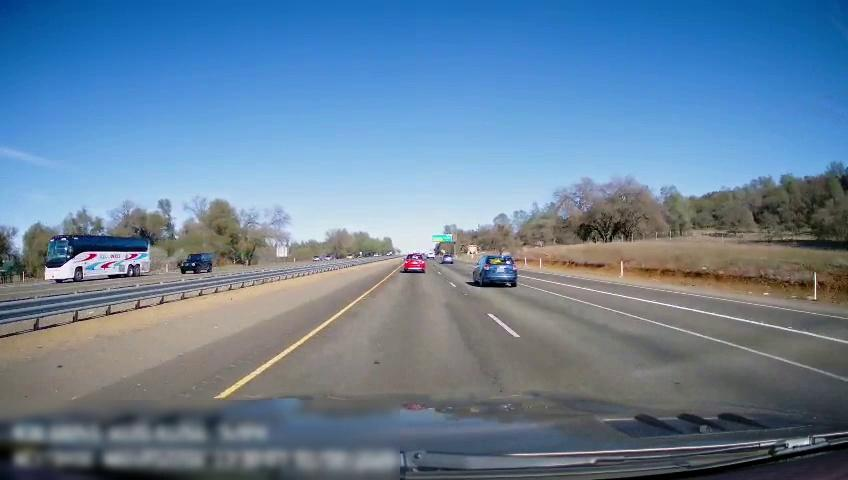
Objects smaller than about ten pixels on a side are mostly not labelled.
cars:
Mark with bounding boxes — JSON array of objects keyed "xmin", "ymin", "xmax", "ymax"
[
  {"xmin": 441, "ymin": 254, "xmax": 454, "ymax": 264},
  {"xmin": 403, "ymin": 254, "xmax": 426, "ymax": 272}
]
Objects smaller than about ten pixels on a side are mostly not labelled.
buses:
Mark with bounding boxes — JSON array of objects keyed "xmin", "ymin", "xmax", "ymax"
[{"xmin": 45, "ymin": 234, "xmax": 151, "ymax": 283}]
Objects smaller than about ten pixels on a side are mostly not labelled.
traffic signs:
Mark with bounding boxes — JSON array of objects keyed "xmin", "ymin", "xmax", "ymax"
[{"xmin": 431, "ymin": 234, "xmax": 454, "ymax": 242}]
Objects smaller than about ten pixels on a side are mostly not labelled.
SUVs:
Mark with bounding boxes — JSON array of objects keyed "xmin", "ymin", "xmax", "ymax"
[
  {"xmin": 177, "ymin": 252, "xmax": 215, "ymax": 274},
  {"xmin": 473, "ymin": 255, "xmax": 519, "ymax": 288}
]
